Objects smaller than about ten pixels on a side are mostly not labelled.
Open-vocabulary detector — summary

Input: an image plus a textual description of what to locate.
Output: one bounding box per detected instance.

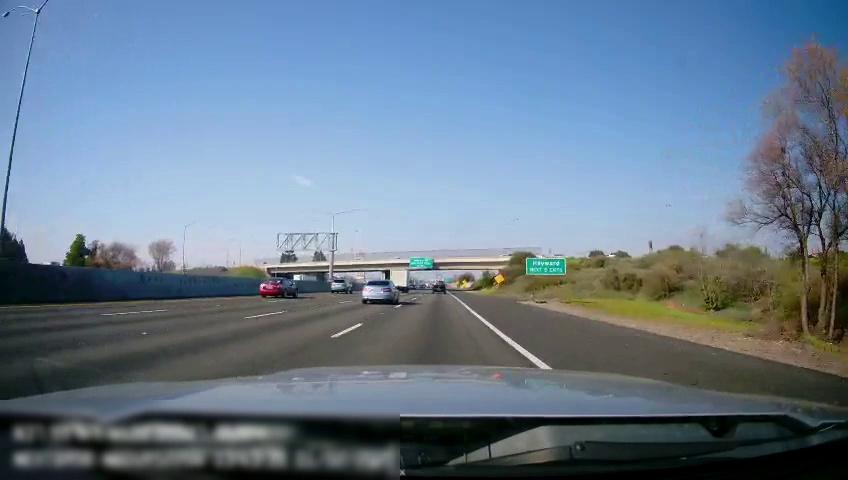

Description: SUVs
[330,278,353,294]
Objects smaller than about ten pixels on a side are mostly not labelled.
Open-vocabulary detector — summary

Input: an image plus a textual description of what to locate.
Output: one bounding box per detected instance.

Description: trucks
[432,281,446,294]
[389,267,410,293]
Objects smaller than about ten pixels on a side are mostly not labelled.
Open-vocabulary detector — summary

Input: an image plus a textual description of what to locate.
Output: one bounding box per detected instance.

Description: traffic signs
[409,257,433,269]
[494,273,505,284]
[525,257,567,276]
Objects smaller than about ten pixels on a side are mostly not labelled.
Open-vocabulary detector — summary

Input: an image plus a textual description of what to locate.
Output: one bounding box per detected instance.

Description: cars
[259,277,298,300]
[361,279,400,306]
